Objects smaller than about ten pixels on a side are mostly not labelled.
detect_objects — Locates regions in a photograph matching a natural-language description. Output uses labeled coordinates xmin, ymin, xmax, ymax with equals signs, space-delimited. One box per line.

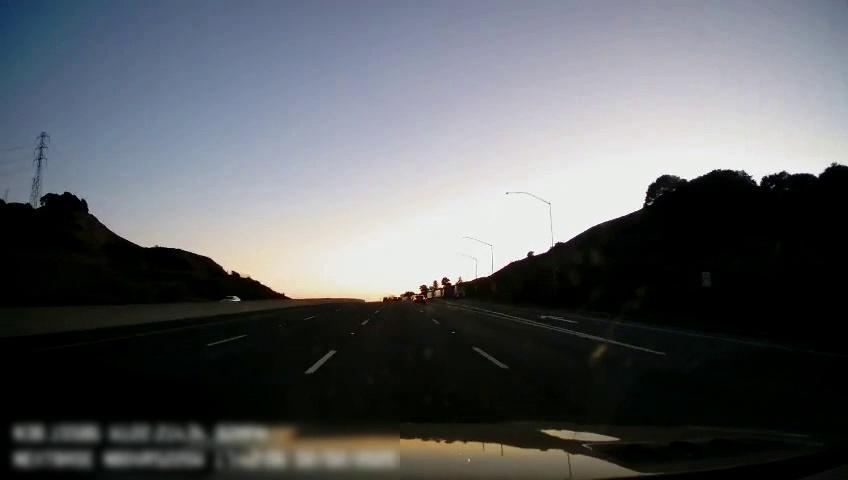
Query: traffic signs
xmin=700 ymin=271 xmax=711 ymax=287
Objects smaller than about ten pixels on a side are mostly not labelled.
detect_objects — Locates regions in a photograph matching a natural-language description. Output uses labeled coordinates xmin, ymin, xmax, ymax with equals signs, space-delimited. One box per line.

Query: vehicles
xmin=221 ymin=295 xmax=241 ymax=302
xmin=413 ymin=295 xmax=426 ymax=304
